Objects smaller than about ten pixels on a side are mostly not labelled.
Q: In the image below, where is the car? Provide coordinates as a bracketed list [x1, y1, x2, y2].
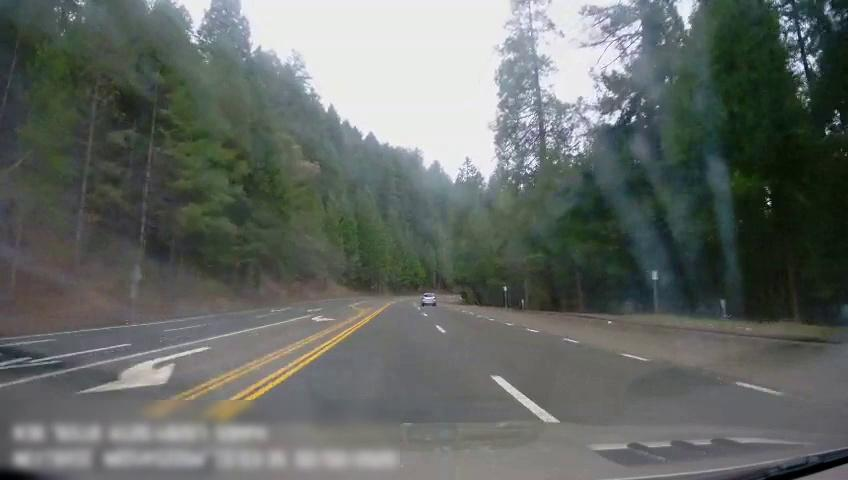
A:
[421, 292, 438, 307]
